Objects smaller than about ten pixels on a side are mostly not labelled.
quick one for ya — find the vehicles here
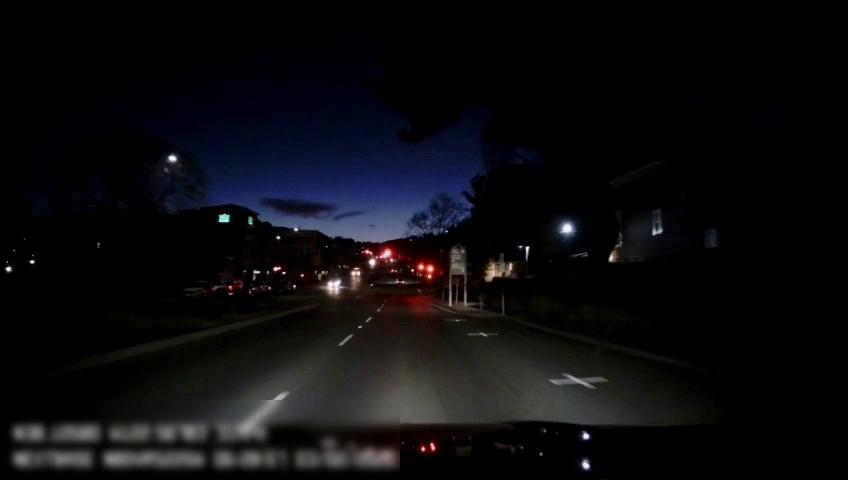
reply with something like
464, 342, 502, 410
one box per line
350, 267, 362, 277
328, 278, 340, 288
243, 279, 272, 297
270, 279, 297, 295
213, 277, 244, 298
180, 280, 217, 301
